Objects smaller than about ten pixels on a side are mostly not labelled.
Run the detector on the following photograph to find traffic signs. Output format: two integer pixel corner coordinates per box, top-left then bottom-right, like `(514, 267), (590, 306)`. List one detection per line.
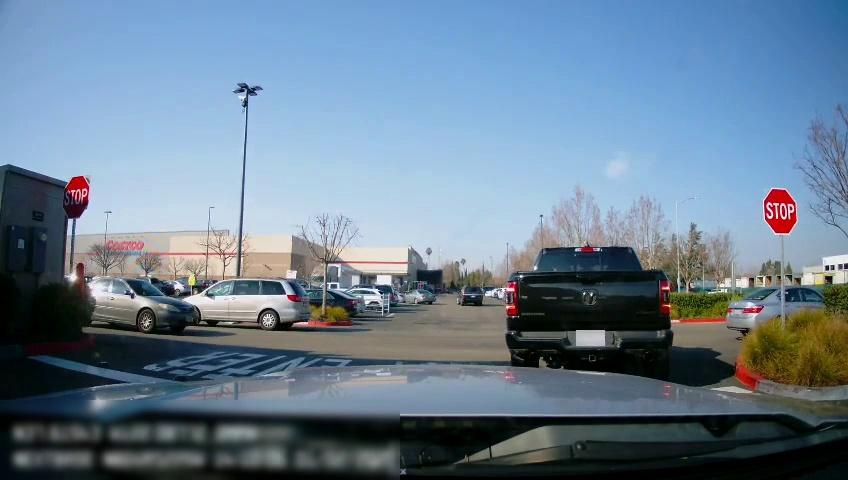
(760, 185), (799, 237)
(185, 272), (194, 286)
(52, 172), (80, 216)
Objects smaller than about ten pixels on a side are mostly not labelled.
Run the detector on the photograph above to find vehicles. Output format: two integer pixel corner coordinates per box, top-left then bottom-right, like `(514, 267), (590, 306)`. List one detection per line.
(168, 278), (193, 299)
(82, 273), (194, 333)
(403, 288), (435, 306)
(483, 289), (498, 297)
(455, 285), (483, 307)
(505, 245), (674, 374)
(141, 276), (177, 300)
(302, 286), (362, 322)
(351, 294), (369, 318)
(724, 284), (823, 338)
(314, 261), (359, 291)
(494, 287), (507, 300)
(318, 281), (341, 291)
(178, 278), (309, 332)
(349, 282), (396, 316)
(338, 288), (384, 316)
